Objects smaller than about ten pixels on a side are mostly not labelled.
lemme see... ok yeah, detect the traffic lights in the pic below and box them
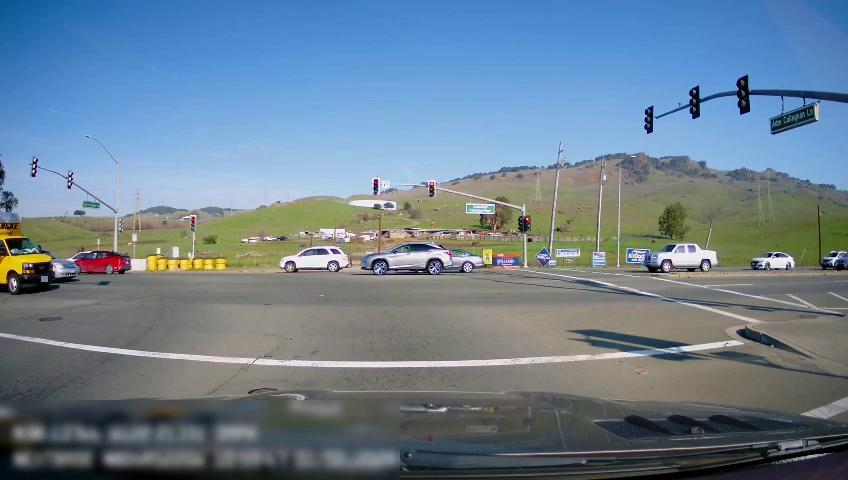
[189,214,198,232]
[66,169,75,190]
[117,215,125,233]
[523,214,532,232]
[643,104,655,135]
[30,156,40,178]
[371,177,381,196]
[516,215,525,232]
[735,74,751,115]
[687,84,702,120]
[426,178,437,197]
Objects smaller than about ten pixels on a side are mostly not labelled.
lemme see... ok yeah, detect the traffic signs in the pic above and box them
[82,199,101,209]
[464,201,497,216]
[768,100,821,135]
